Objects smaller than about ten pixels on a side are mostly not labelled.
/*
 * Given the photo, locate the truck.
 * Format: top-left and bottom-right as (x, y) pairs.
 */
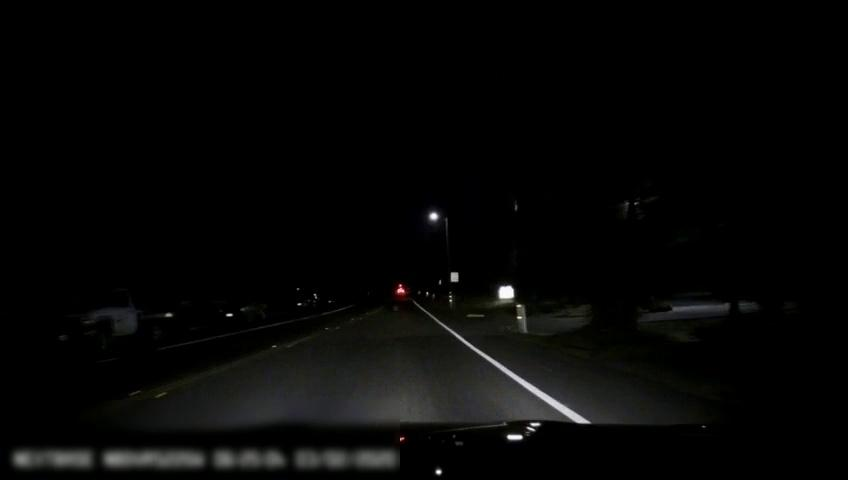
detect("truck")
(51, 284), (182, 353)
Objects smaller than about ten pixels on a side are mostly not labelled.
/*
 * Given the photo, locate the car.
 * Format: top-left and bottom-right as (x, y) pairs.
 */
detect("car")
(214, 294), (272, 327)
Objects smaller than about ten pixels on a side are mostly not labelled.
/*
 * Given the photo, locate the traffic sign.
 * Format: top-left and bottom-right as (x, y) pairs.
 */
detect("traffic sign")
(450, 272), (460, 283)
